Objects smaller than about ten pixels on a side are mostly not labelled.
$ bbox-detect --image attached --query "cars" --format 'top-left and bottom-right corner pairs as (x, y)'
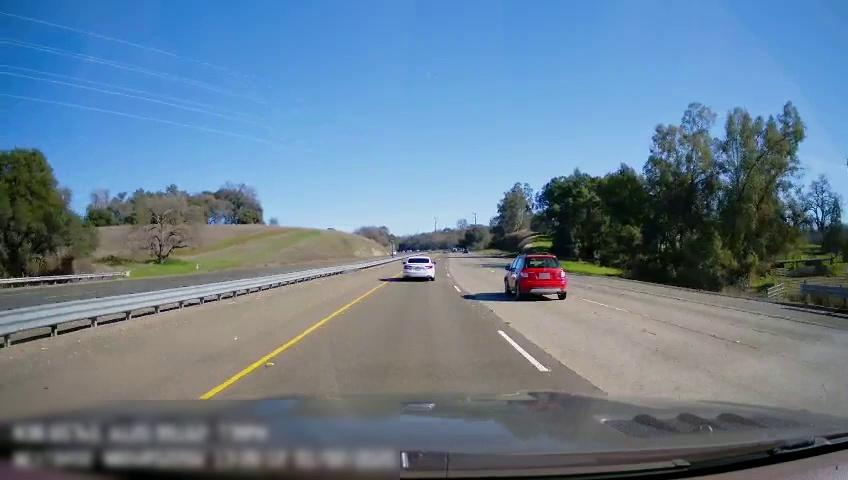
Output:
(403, 255), (436, 280)
(503, 253), (568, 300)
